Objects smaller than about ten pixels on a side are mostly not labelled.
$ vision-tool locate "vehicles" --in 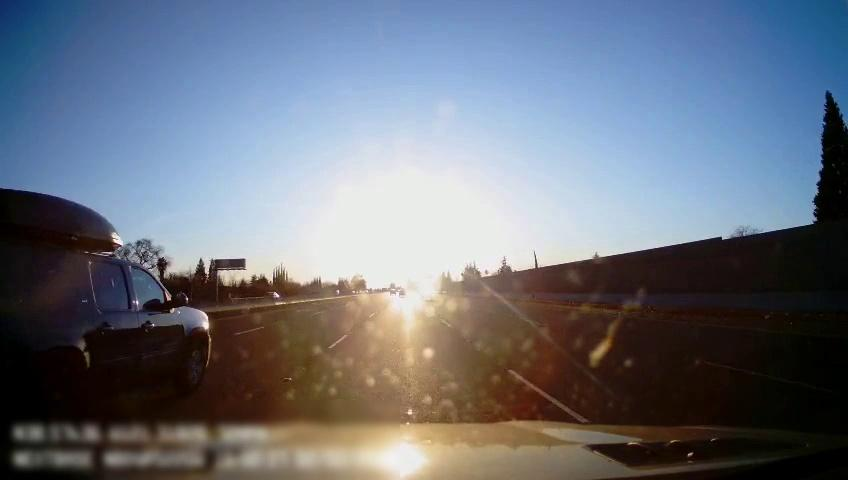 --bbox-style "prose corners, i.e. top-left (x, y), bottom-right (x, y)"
top-left (398, 288), bottom-right (407, 297)
top-left (0, 186), bottom-right (214, 447)
top-left (262, 291), bottom-right (280, 299)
